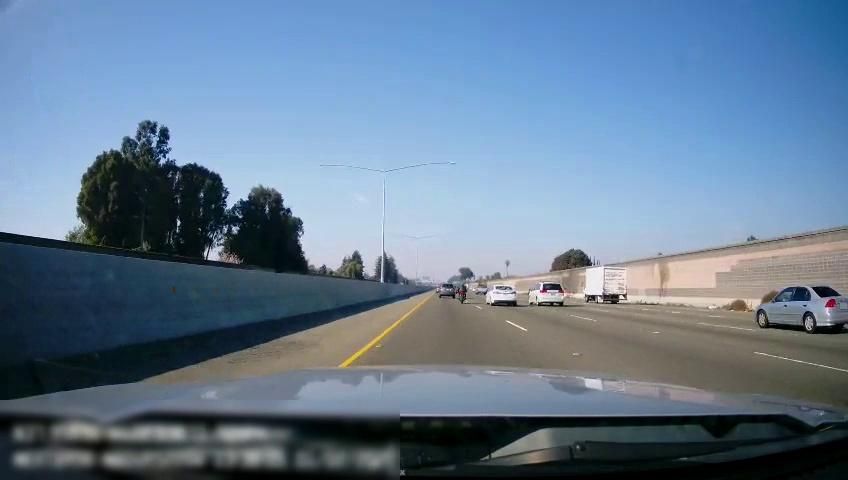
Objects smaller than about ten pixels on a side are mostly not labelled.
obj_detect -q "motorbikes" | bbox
[457,283,468,304]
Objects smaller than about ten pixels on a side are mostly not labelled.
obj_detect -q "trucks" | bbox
[581,266,628,304]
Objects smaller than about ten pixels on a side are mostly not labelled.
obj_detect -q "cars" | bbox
[528,281,565,307]
[485,284,518,307]
[754,284,848,335]
[474,284,488,295]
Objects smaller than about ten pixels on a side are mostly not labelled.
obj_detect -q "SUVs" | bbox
[438,283,456,300]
